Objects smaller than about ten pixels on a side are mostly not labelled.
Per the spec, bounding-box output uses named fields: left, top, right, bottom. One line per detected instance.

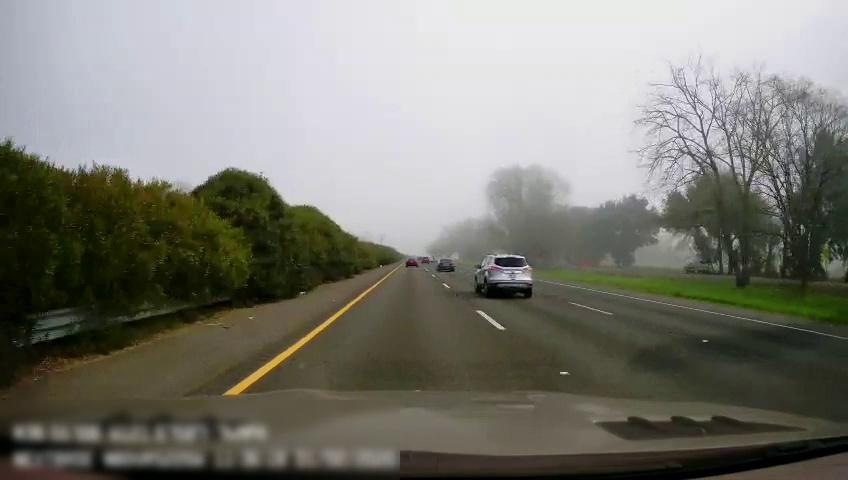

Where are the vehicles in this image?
left=473, top=255, right=534, bottom=298
left=405, top=256, right=420, bottom=269
left=684, top=261, right=707, bottom=273
left=436, top=260, right=455, bottom=272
